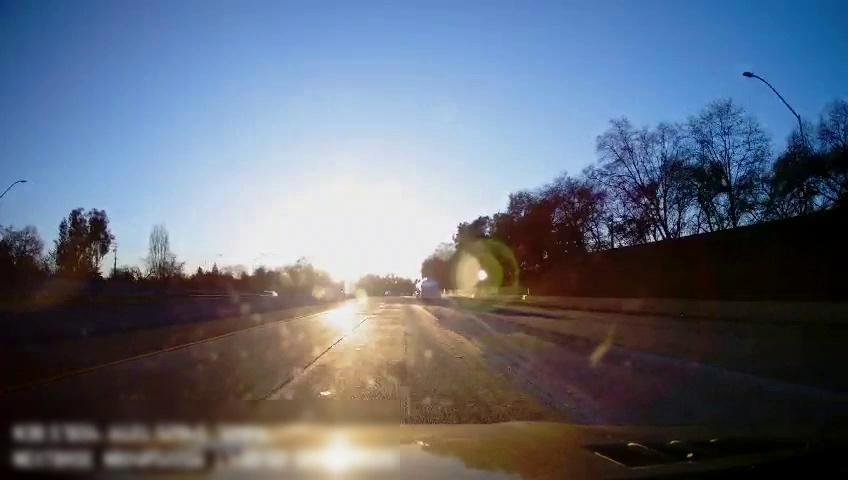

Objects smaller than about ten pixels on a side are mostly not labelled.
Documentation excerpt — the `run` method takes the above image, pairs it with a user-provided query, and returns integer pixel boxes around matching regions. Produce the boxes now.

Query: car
[259,291,278,297]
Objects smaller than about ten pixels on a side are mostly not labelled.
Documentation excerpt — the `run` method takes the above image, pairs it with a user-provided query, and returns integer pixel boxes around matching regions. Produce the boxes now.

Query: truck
[416,278,439,303]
